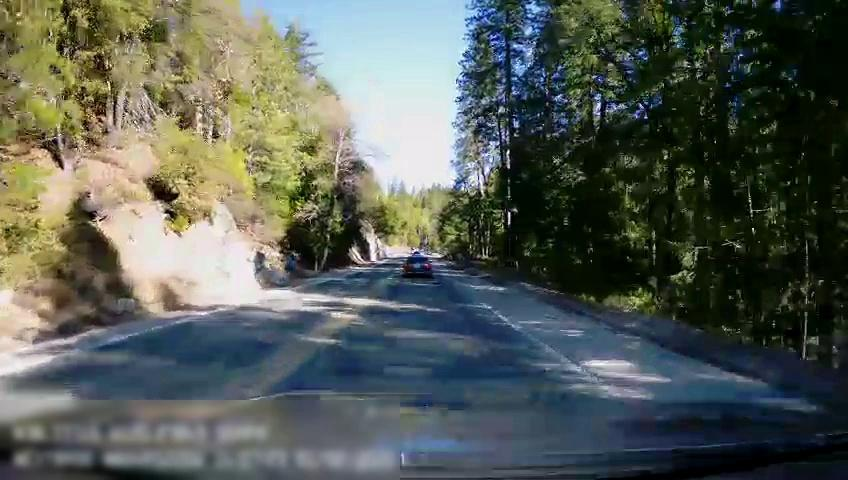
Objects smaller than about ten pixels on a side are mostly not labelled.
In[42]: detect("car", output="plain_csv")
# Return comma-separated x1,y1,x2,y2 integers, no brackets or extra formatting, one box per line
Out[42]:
402,255,434,279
